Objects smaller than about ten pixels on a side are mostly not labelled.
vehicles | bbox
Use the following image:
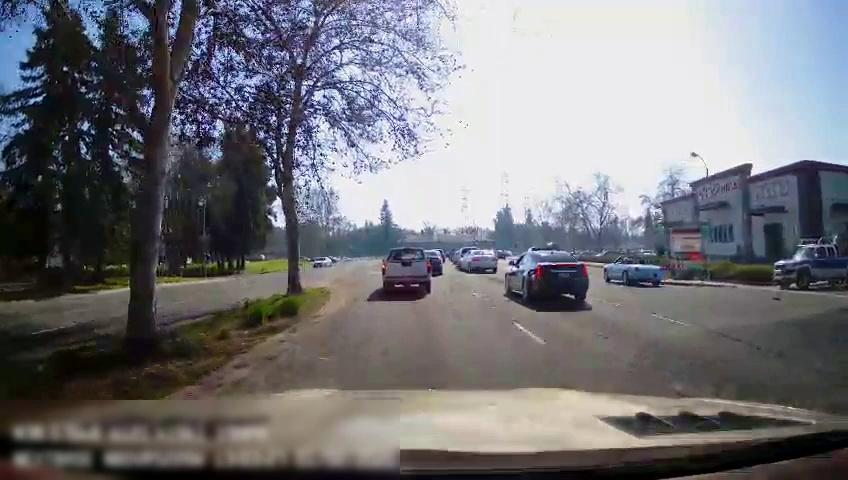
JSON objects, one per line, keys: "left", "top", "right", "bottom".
{"left": 313, "top": 256, "right": 333, "bottom": 270}
{"left": 495, "top": 249, "right": 507, "bottom": 259}
{"left": 458, "top": 249, "right": 498, "bottom": 275}
{"left": 423, "top": 248, "right": 444, "bottom": 275}
{"left": 381, "top": 246, "right": 432, "bottom": 295}
{"left": 603, "top": 254, "right": 666, "bottom": 287}
{"left": 773, "top": 241, "right": 848, "bottom": 292}
{"left": 503, "top": 249, "right": 591, "bottom": 307}
{"left": 459, "top": 246, "right": 478, "bottom": 257}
